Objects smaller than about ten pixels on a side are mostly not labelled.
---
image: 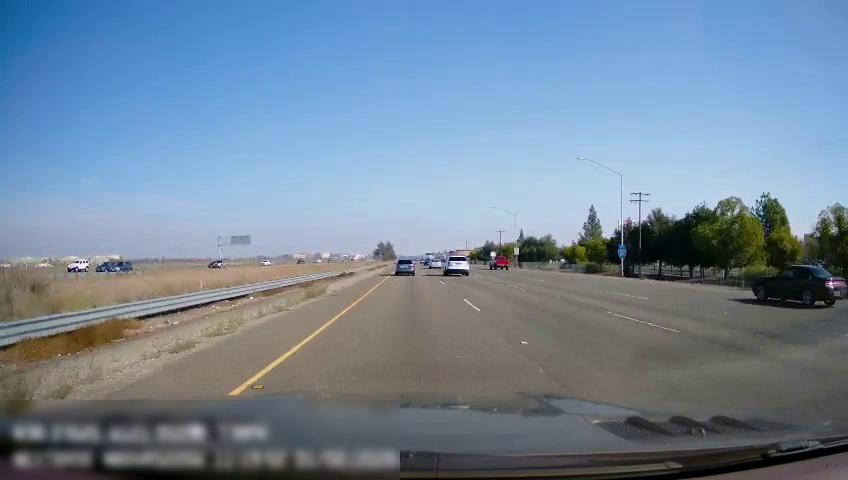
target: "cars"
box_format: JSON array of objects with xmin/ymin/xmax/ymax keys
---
[
  {"xmin": 428, "ymin": 258, "xmax": 442, "ymax": 270},
  {"xmin": 394, "ymin": 259, "xmax": 416, "ymax": 276},
  {"xmin": 107, "ymin": 261, "xmax": 133, "ymax": 273},
  {"xmin": 95, "ymin": 261, "xmax": 117, "ymax": 273},
  {"xmin": 751, "ymin": 265, "xmax": 848, "ymax": 309}
]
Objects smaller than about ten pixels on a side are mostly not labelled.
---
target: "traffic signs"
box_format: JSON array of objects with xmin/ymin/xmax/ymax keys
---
[{"xmin": 617, "ymin": 244, "xmax": 628, "ymax": 258}]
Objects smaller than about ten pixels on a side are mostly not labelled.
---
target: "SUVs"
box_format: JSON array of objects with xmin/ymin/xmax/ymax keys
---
[
  {"xmin": 67, "ymin": 259, "xmax": 90, "ymax": 273},
  {"xmin": 442, "ymin": 255, "xmax": 470, "ymax": 277},
  {"xmin": 259, "ymin": 259, "xmax": 273, "ymax": 267}
]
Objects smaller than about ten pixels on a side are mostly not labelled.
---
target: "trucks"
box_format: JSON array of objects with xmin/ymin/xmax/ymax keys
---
[
  {"xmin": 212, "ymin": 260, "xmax": 229, "ymax": 269},
  {"xmin": 489, "ymin": 255, "xmax": 510, "ymax": 271}
]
